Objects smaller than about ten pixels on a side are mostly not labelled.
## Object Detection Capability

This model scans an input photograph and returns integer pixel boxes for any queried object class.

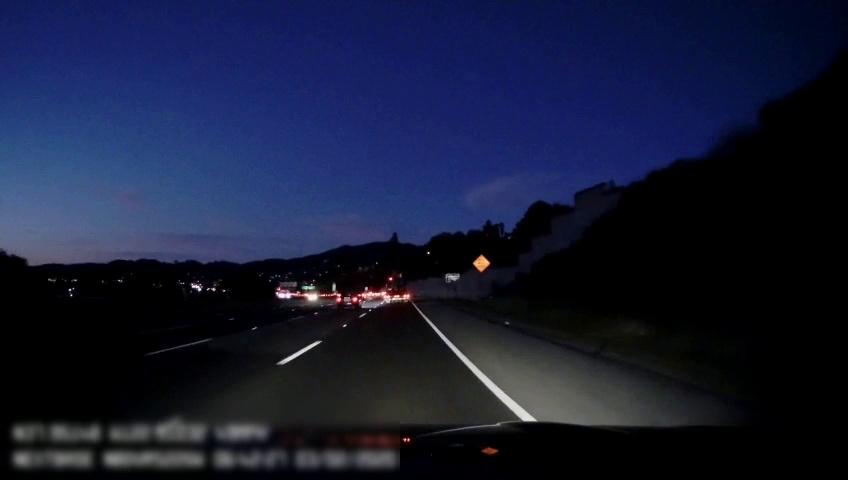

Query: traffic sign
[473,254,491,273]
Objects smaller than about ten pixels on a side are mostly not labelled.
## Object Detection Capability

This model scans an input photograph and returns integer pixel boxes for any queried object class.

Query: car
[335,291,363,314]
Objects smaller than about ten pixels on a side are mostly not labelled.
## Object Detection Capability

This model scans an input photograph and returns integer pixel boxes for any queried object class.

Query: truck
[381,272,408,306]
